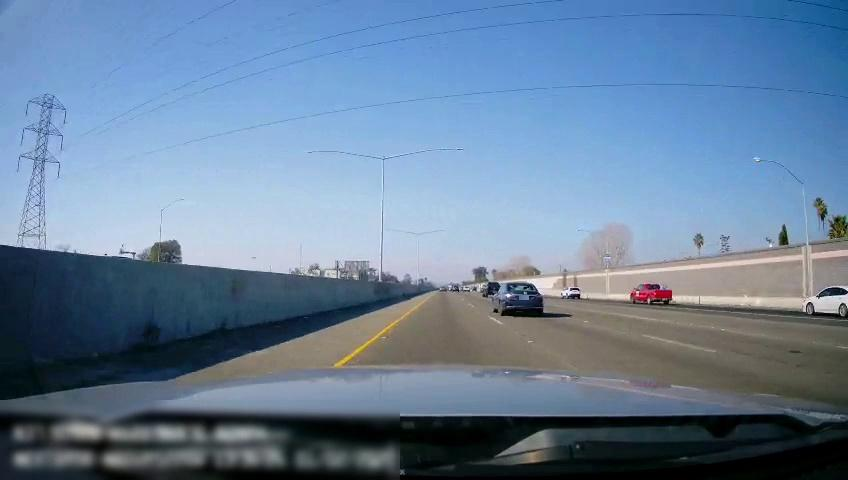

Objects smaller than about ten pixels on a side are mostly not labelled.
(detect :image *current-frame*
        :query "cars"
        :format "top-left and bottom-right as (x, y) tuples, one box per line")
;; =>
(492, 282), (545, 317)
(802, 285), (848, 317)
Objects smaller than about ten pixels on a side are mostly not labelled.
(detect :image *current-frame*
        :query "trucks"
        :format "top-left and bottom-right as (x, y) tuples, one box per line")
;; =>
(629, 283), (673, 305)
(481, 281), (500, 298)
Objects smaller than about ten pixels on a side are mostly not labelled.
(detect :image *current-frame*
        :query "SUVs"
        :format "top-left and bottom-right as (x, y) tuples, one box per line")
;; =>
(560, 286), (580, 300)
